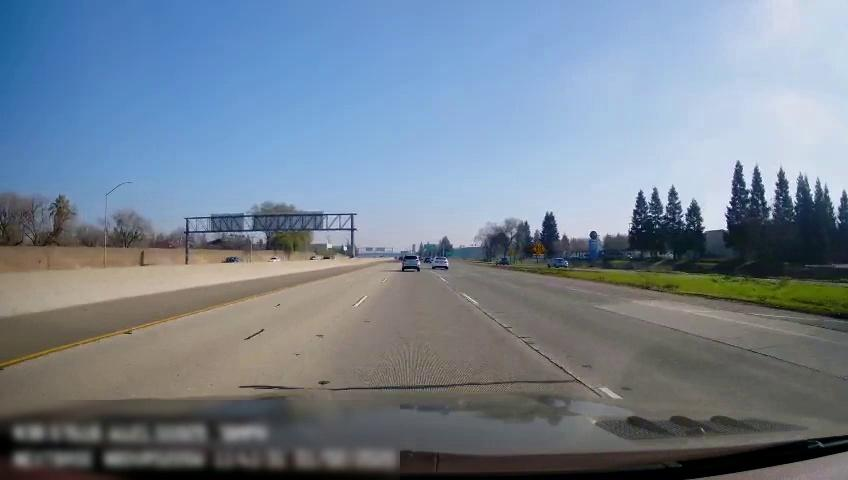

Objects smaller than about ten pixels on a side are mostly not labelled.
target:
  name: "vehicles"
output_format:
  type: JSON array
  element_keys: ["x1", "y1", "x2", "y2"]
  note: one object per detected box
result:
[
  {"x1": 400, "y1": 256, "x2": 420, "y2": 271},
  {"x1": 431, "y1": 257, "x2": 449, "y2": 270},
  {"x1": 268, "y1": 256, "x2": 281, "y2": 263},
  {"x1": 495, "y1": 257, "x2": 510, "y2": 266},
  {"x1": 547, "y1": 257, "x2": 568, "y2": 268},
  {"x1": 223, "y1": 255, "x2": 241, "y2": 264}
]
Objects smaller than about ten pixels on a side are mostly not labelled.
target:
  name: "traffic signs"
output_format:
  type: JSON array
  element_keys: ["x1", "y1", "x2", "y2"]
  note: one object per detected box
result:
[
  {"x1": 423, "y1": 244, "x2": 436, "y2": 250},
  {"x1": 375, "y1": 247, "x2": 386, "y2": 252},
  {"x1": 251, "y1": 211, "x2": 324, "y2": 231},
  {"x1": 209, "y1": 213, "x2": 245, "y2": 232},
  {"x1": 531, "y1": 241, "x2": 544, "y2": 256}
]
